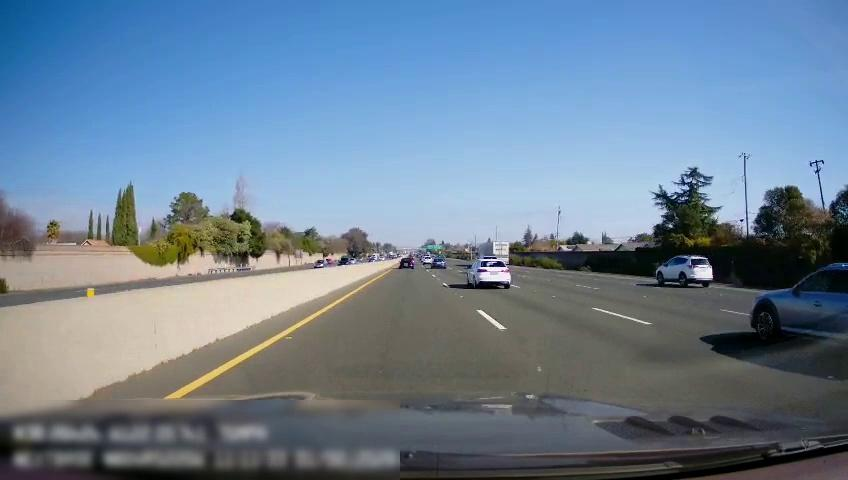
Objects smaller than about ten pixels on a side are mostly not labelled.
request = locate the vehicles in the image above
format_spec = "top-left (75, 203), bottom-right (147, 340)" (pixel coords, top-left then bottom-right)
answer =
top-left (750, 262), bottom-right (848, 350)
top-left (349, 257), bottom-right (358, 264)
top-left (421, 255), bottom-right (433, 265)
top-left (325, 258), bottom-right (333, 265)
top-left (366, 255), bottom-right (376, 262)
top-left (478, 255), bottom-right (500, 259)
top-left (398, 257), bottom-right (415, 270)
top-left (430, 258), bottom-right (446, 269)
top-left (313, 259), bottom-right (328, 268)
top-left (655, 256), bottom-right (713, 288)
top-left (481, 241), bottom-right (510, 265)
top-left (336, 257), bottom-right (352, 266)
top-left (465, 258), bottom-right (511, 289)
